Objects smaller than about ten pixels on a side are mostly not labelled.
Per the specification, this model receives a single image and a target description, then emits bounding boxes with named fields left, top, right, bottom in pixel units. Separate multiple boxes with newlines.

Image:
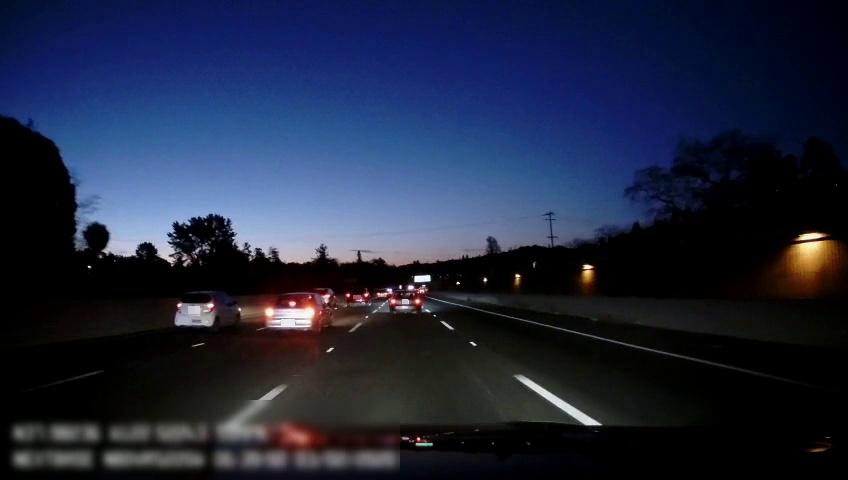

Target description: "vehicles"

left=346, top=287, right=372, bottom=309
left=174, top=291, right=242, bottom=335
left=389, top=290, right=421, bottom=315
left=311, top=288, right=336, bottom=307
left=376, top=290, right=389, bottom=300
left=265, top=292, right=333, bottom=336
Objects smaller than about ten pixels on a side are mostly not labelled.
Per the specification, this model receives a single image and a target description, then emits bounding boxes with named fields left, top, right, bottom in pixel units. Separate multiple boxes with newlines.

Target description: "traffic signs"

left=414, top=275, right=431, bottom=283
